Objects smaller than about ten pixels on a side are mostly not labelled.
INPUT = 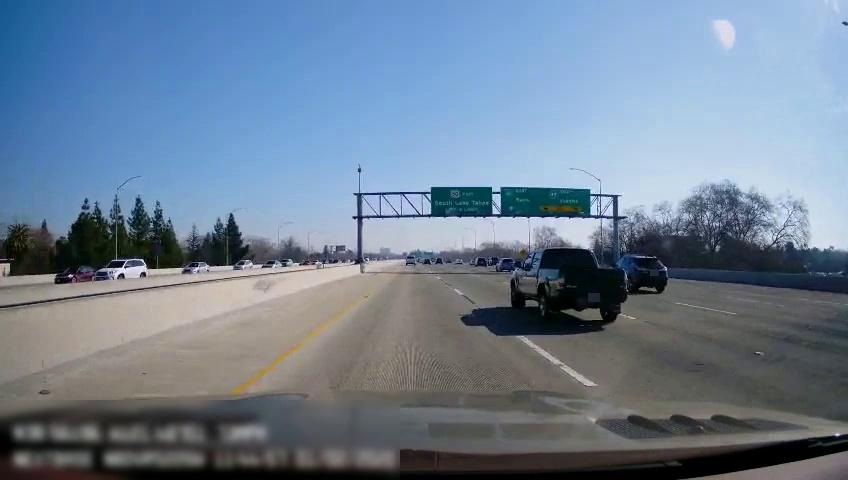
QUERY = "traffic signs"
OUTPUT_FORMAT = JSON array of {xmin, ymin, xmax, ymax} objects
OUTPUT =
[
  {"xmin": 430, "ymin": 186, "xmax": 493, "ymax": 218},
  {"xmin": 335, "ymin": 246, "xmax": 346, "ymax": 252},
  {"xmin": 500, "ymin": 186, "xmax": 592, "ymax": 218}
]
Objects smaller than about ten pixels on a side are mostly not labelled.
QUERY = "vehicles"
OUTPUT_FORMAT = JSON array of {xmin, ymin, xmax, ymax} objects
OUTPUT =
[
  {"xmin": 487, "ymin": 256, "xmax": 500, "ymax": 267},
  {"xmin": 181, "ymin": 261, "xmax": 212, "ymax": 275},
  {"xmin": 280, "ymin": 258, "xmax": 294, "ymax": 268},
  {"xmin": 473, "ymin": 257, "xmax": 488, "ymax": 268},
  {"xmin": 509, "ymin": 247, "xmax": 630, "ymax": 324},
  {"xmin": 613, "ymin": 254, "xmax": 670, "ymax": 295},
  {"xmin": 261, "ymin": 259, "xmax": 282, "ymax": 269},
  {"xmin": 94, "ymin": 258, "xmax": 150, "ymax": 281},
  {"xmin": 405, "ymin": 255, "xmax": 416, "ymax": 266},
  {"xmin": 53, "ymin": 264, "xmax": 99, "ymax": 285},
  {"xmin": 233, "ymin": 259, "xmax": 254, "ymax": 271},
  {"xmin": 495, "ymin": 256, "xmax": 516, "ymax": 272}
]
